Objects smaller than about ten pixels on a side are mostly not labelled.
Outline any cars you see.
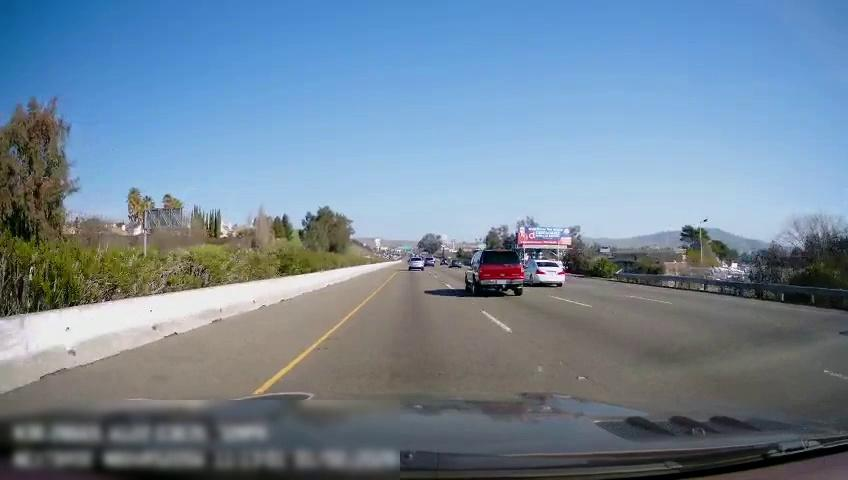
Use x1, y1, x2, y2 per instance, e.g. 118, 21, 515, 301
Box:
448, 257, 462, 268
407, 257, 424, 272
523, 259, 566, 286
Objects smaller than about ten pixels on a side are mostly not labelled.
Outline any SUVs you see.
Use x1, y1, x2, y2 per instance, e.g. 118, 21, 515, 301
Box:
464, 251, 525, 295
424, 255, 437, 267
